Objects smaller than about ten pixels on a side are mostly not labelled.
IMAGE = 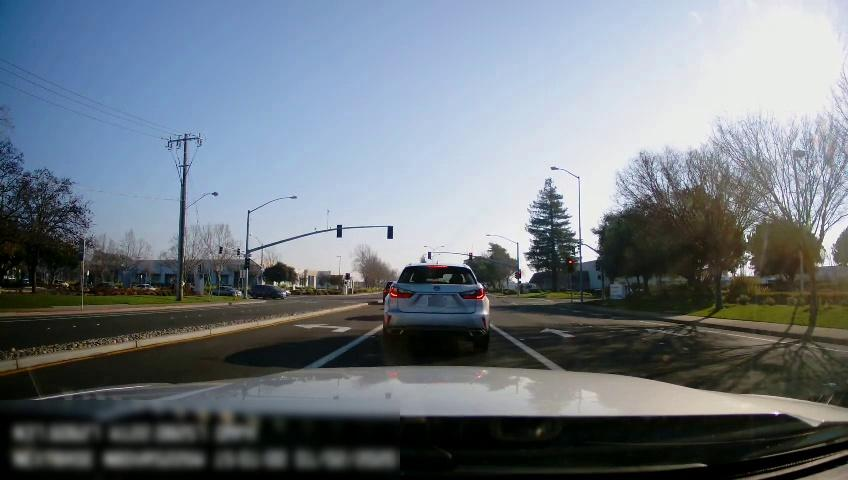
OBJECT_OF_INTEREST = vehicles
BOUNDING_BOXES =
[213,286,243,298]
[383,263,490,351]
[251,285,286,299]
[382,280,396,305]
